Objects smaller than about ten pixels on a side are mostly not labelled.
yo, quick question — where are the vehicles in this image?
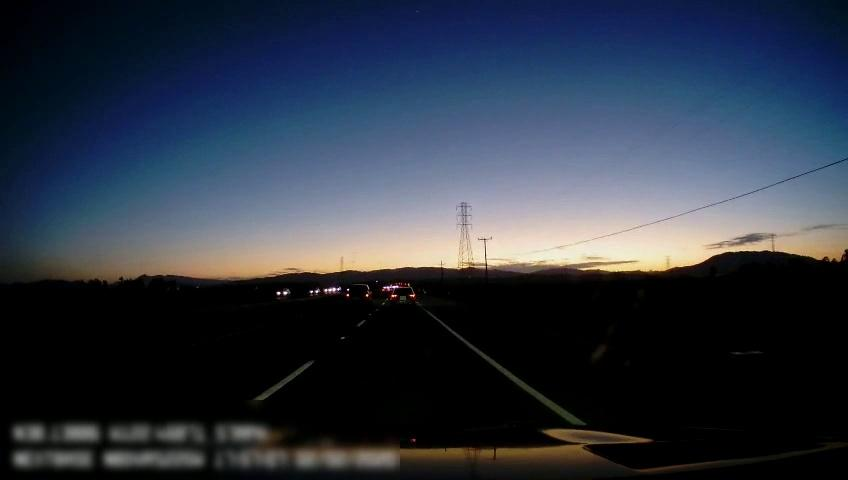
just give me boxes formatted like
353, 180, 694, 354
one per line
275, 287, 292, 297
308, 287, 322, 296
342, 283, 373, 307
390, 286, 416, 308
